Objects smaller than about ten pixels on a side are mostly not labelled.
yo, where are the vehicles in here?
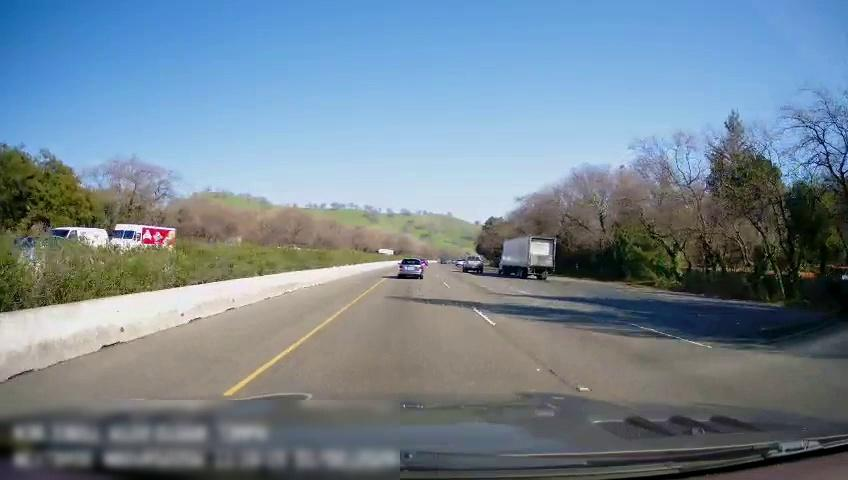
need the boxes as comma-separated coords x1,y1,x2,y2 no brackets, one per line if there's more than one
11,235,38,259
48,226,109,249
497,234,557,280
398,258,424,279
110,223,177,251
462,255,484,273
376,248,394,256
